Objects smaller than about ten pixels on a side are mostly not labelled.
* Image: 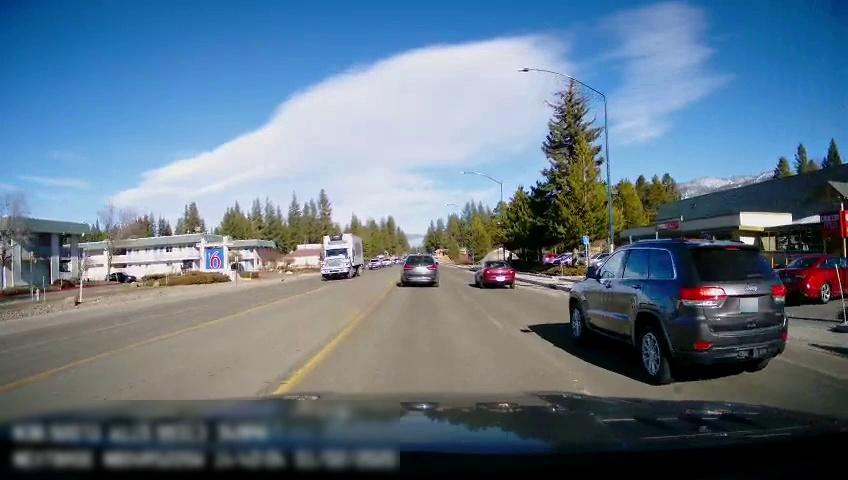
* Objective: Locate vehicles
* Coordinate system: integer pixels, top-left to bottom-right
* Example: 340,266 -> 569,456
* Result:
320,233 -> 364,281
399,254 -> 439,289
567,239 -> 789,388
367,261 -> 378,271
105,271 -> 136,284
774,253 -> 848,305
476,261 -> 514,291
